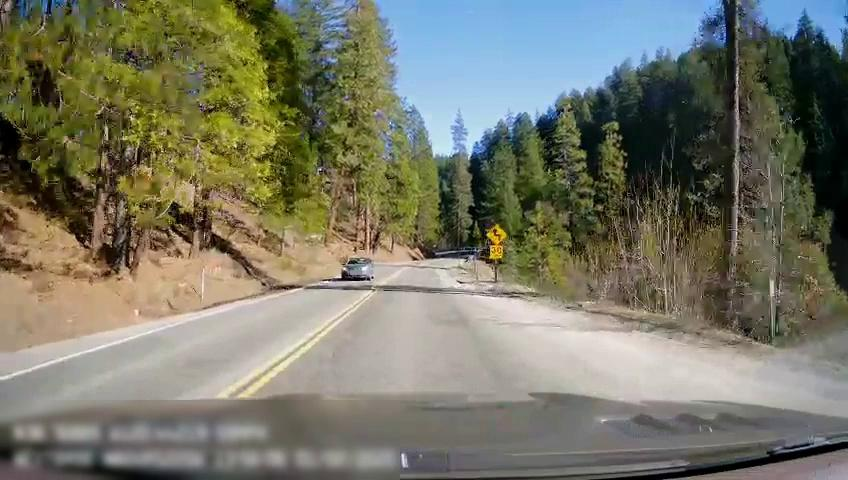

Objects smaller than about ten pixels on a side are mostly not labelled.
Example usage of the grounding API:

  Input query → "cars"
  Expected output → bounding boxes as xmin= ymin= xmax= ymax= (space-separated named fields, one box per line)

xmin=340 ymin=258 xmax=373 ymax=281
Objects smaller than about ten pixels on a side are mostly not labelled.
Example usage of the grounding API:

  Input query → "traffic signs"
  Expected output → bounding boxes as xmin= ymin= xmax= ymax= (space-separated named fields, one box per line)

xmin=489 ymin=246 xmax=504 ymax=260
xmin=486 ymin=223 xmax=509 ymax=245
